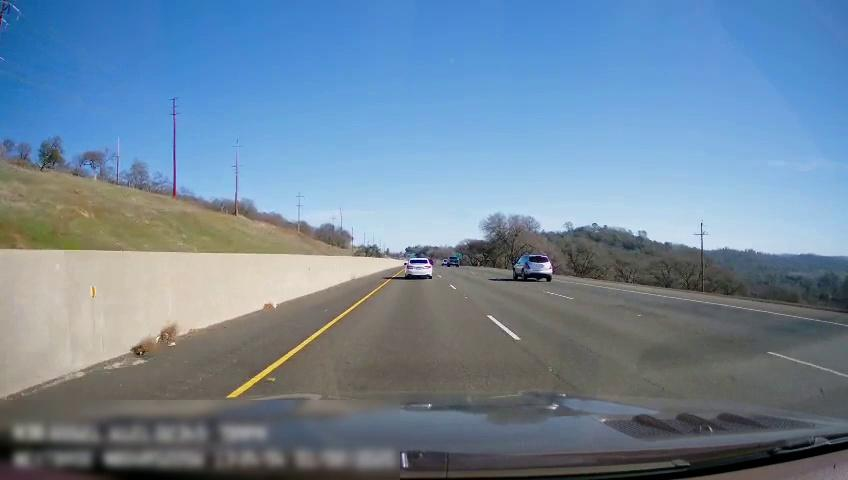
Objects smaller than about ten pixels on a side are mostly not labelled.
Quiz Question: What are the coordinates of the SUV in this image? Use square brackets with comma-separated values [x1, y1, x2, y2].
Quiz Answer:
[512, 255, 553, 282]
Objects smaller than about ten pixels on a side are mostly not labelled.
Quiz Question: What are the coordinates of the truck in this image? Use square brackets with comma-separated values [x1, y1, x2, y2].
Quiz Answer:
[446, 257, 460, 267]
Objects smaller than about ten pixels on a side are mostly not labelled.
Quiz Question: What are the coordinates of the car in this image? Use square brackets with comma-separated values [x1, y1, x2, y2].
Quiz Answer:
[402, 258, 432, 280]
